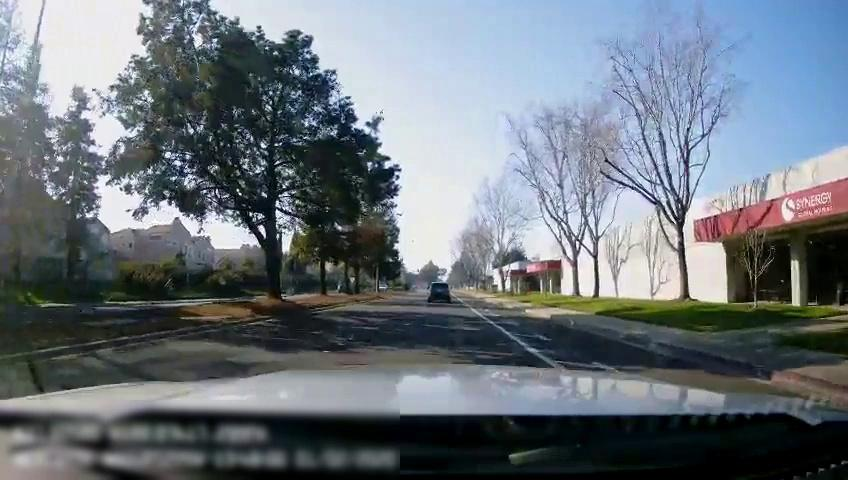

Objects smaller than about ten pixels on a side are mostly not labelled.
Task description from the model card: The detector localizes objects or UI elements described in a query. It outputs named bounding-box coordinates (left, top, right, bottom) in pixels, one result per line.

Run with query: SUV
left=428, top=283, right=451, bottom=304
